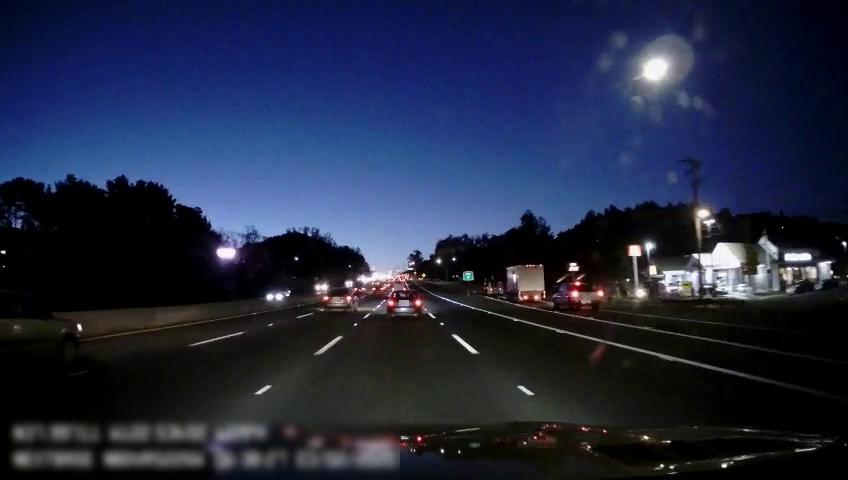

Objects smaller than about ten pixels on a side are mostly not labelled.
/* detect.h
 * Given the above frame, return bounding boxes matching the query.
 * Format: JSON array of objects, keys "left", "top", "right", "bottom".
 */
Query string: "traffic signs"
[
  {"left": 746, "top": 252, "right": 759, "bottom": 262},
  {"left": 747, "top": 262, "right": 758, "bottom": 274},
  {"left": 463, "top": 271, "right": 474, "bottom": 281}
]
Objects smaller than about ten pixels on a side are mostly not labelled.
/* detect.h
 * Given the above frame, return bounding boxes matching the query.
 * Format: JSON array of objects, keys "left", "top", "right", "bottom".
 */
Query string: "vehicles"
[
  {"left": 654, "top": 282, "right": 682, "bottom": 297},
  {"left": 315, "top": 282, "right": 330, "bottom": 291},
  {"left": 698, "top": 281, "right": 729, "bottom": 296},
  {"left": 785, "top": 280, "right": 815, "bottom": 295},
  {"left": 323, "top": 287, "right": 358, "bottom": 315},
  {"left": 0, "top": 289, "right": 83, "bottom": 365},
  {"left": 813, "top": 279, "right": 838, "bottom": 291},
  {"left": 552, "top": 283, "right": 603, "bottom": 311},
  {"left": 505, "top": 265, "right": 546, "bottom": 303},
  {"left": 482, "top": 275, "right": 504, "bottom": 297},
  {"left": 384, "top": 290, "right": 423, "bottom": 321},
  {"left": 391, "top": 285, "right": 407, "bottom": 293},
  {"left": 265, "top": 290, "right": 290, "bottom": 301},
  {"left": 372, "top": 284, "right": 385, "bottom": 294},
  {"left": 354, "top": 286, "right": 367, "bottom": 295}
]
